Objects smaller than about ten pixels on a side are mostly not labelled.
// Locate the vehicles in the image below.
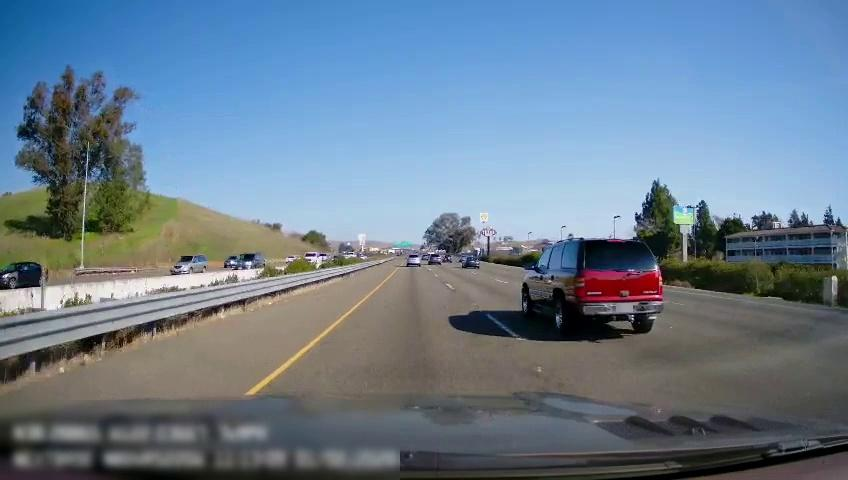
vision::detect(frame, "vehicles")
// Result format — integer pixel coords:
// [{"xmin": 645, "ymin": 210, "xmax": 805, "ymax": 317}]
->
[
  {"xmin": 304, "ymin": 251, "xmax": 323, "ymax": 265},
  {"xmin": 223, "ymin": 255, "xmax": 238, "ymax": 269},
  {"xmin": 285, "ymin": 255, "xmax": 299, "ymax": 264},
  {"xmin": 462, "ymin": 256, "xmax": 480, "ymax": 269},
  {"xmin": 522, "ymin": 240, "xmax": 665, "ymax": 334},
  {"xmin": 319, "ymin": 253, "xmax": 330, "ymax": 261},
  {"xmin": 232, "ymin": 253, "xmax": 264, "ymax": 271},
  {"xmin": 428, "ymin": 253, "xmax": 441, "ymax": 265},
  {"xmin": 404, "ymin": 253, "xmax": 421, "ymax": 267},
  {"xmin": 0, "ymin": 261, "xmax": 42, "ymax": 290},
  {"xmin": 442, "ymin": 255, "xmax": 453, "ymax": 263},
  {"xmin": 169, "ymin": 255, "xmax": 209, "ymax": 276}
]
